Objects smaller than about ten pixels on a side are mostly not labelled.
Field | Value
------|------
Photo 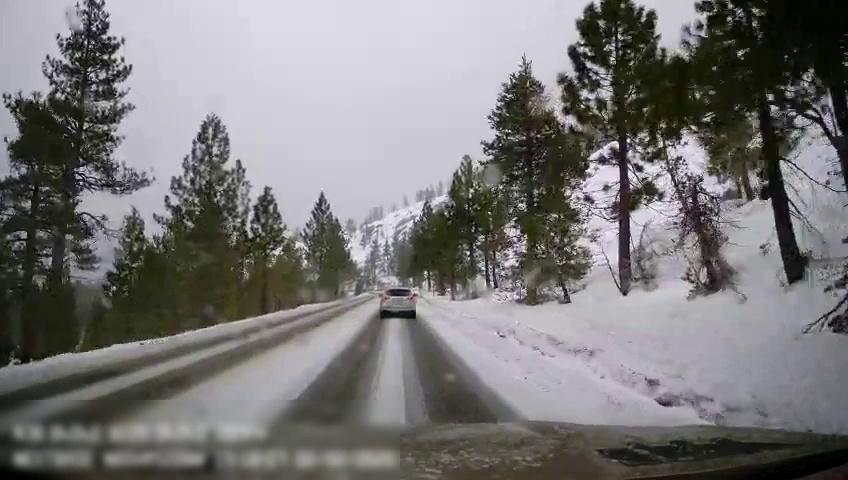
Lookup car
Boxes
[377,288,418,319]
